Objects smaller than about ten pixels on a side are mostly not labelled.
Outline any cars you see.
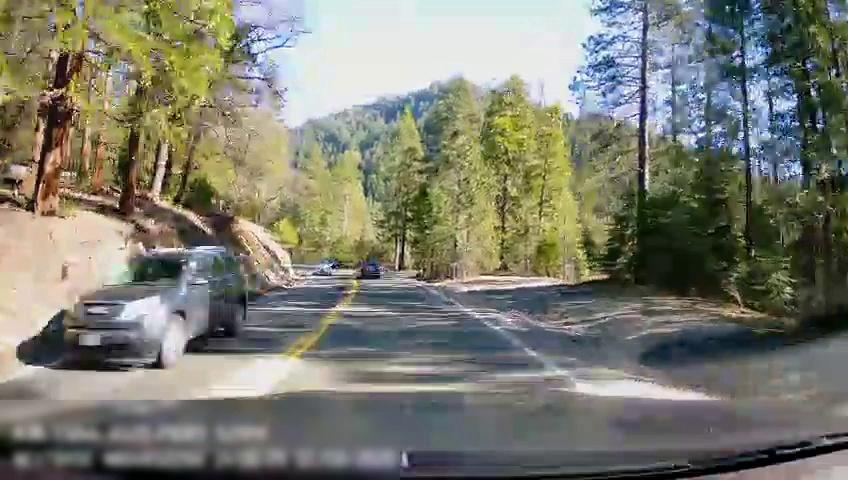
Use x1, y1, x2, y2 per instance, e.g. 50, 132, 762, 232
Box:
315, 265, 333, 277
357, 260, 381, 280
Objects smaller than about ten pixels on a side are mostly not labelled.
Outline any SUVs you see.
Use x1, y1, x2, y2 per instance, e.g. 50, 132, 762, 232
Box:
56, 243, 248, 368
